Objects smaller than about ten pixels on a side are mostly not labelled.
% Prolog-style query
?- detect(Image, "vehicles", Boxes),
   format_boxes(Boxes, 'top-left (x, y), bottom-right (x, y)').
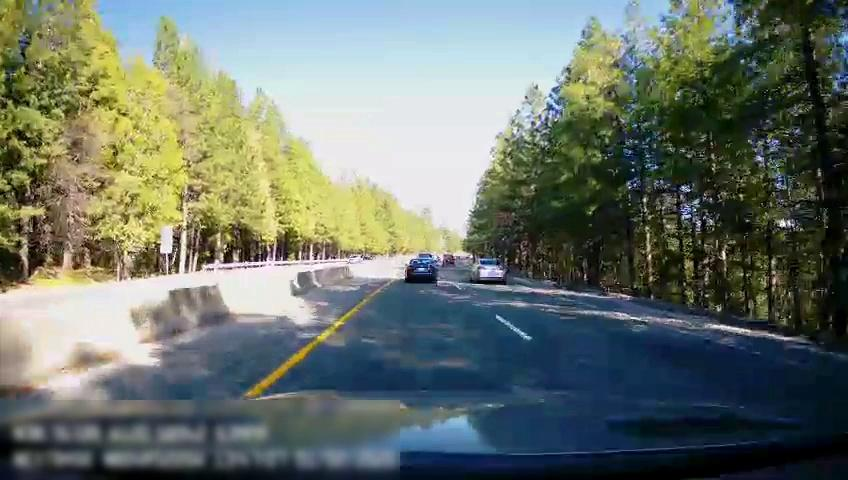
top-left (405, 257), bottom-right (434, 284)
top-left (416, 253), bottom-right (432, 263)
top-left (441, 255), bottom-right (454, 266)
top-left (470, 256), bottom-right (506, 284)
